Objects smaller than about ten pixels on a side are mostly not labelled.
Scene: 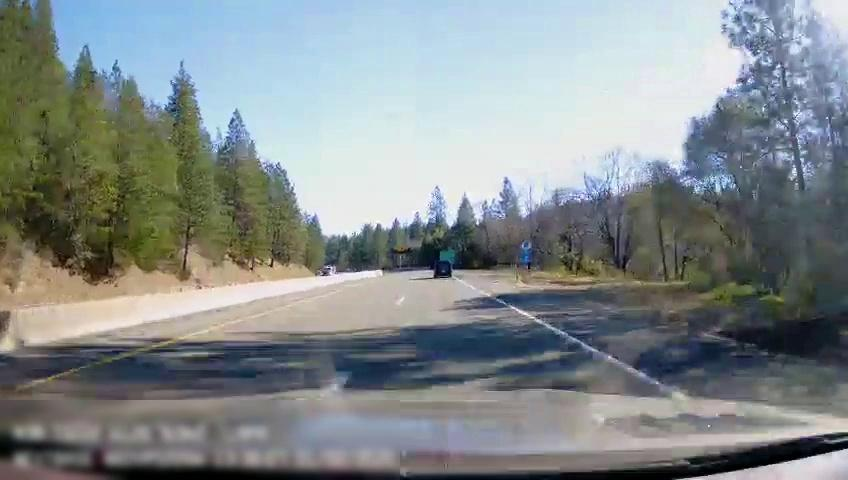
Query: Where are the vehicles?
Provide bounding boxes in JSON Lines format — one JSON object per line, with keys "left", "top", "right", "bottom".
{"left": 319, "top": 264, "right": 337, "bottom": 278}
{"left": 433, "top": 262, "right": 452, "bottom": 278}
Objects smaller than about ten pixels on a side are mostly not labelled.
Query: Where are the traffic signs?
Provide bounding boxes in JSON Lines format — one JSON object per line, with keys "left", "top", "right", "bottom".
{"left": 440, "top": 250, "right": 455, "bottom": 260}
